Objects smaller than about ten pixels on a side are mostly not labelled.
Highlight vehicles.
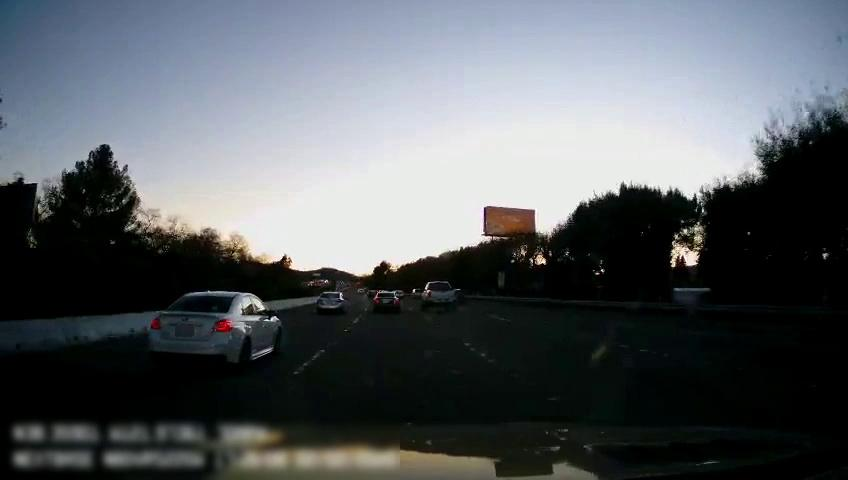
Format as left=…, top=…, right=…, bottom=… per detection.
left=411, top=289, right=422, bottom=299
left=316, top=292, right=347, bottom=315
left=421, top=281, right=456, bottom=312
left=149, top=291, right=284, bottom=375
left=370, top=291, right=400, bottom=313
